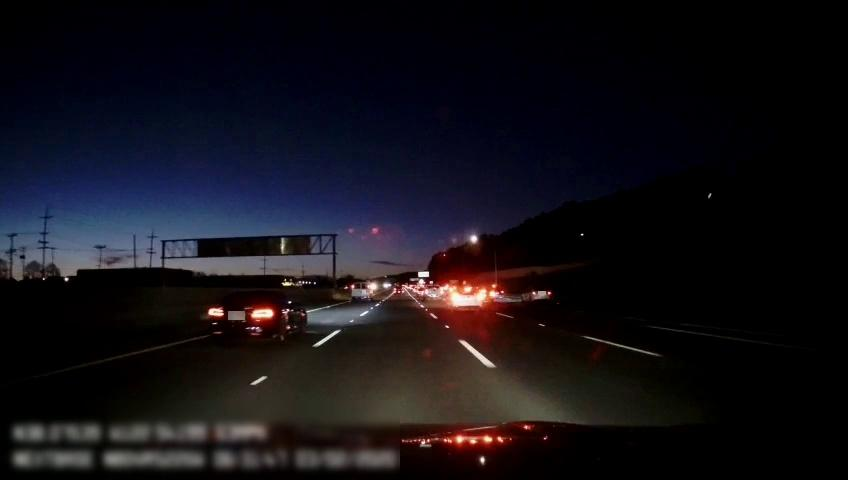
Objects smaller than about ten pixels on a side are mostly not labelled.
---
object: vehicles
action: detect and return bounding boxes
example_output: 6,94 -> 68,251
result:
415,286 -> 425,298
207,287 -> 308,347
449,285 -> 482,309
422,285 -> 444,303
519,286 -> 551,303
350,281 -> 372,303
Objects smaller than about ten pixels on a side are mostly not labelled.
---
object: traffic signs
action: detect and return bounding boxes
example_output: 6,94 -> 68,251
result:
418,271 -> 429,277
